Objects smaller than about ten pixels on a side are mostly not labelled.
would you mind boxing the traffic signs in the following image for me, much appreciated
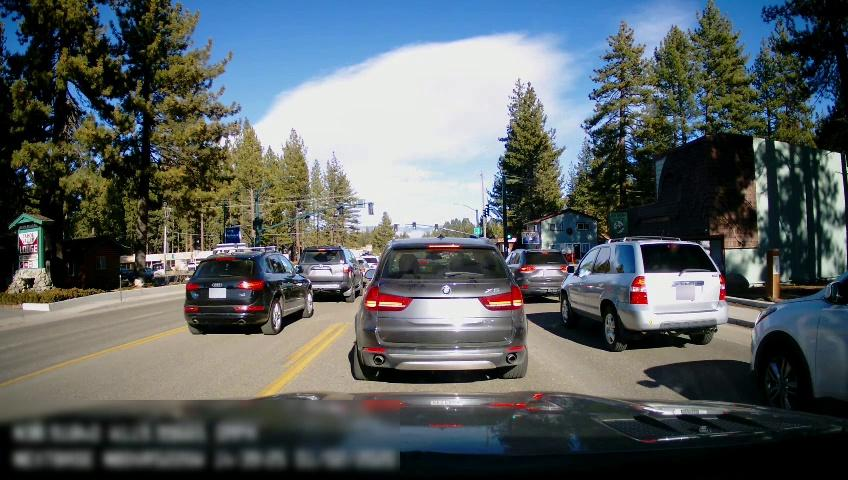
[473,225,483,237]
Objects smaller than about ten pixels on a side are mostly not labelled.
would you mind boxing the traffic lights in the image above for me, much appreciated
[483,205,489,219]
[506,225,512,238]
[368,203,374,216]
[338,206,344,217]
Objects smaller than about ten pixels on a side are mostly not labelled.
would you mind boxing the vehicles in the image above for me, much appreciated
[749,272,848,411]
[121,266,154,279]
[297,248,363,303]
[360,260,370,287]
[185,252,314,336]
[560,237,727,352]
[353,239,527,382]
[506,247,572,305]
[360,255,379,267]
